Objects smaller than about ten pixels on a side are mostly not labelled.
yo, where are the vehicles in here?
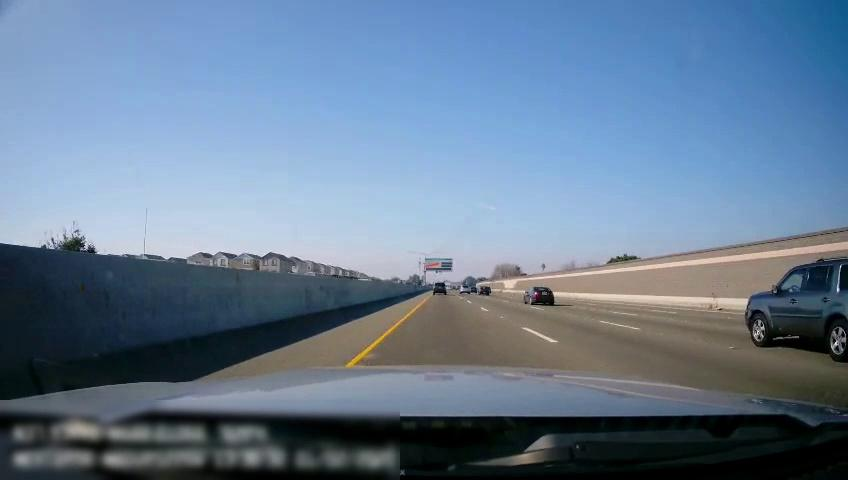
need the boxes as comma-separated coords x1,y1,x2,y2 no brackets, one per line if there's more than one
477,285,491,296
433,281,447,295
742,257,848,364
523,286,555,306
459,284,471,295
